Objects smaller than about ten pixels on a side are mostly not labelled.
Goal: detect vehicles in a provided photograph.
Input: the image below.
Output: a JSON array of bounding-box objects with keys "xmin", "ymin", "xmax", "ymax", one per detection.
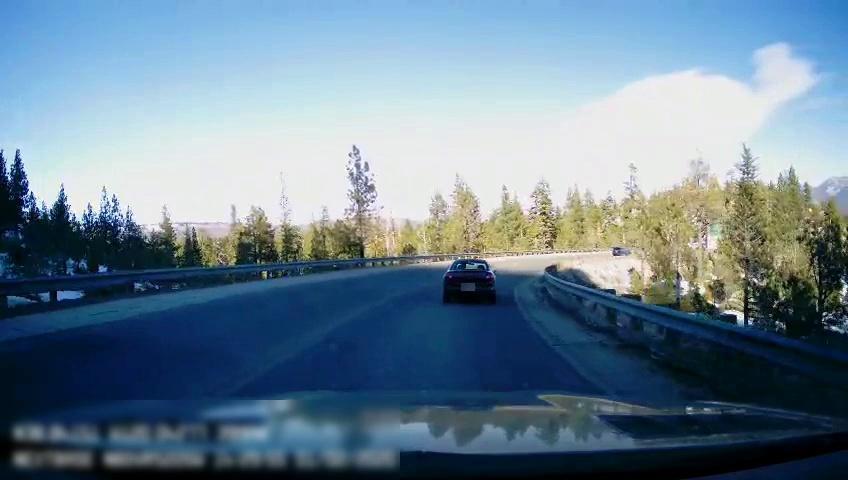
[
  {"xmin": 443, "ymin": 257, "xmax": 497, "ymax": 302},
  {"xmin": 612, "ymin": 247, "xmax": 633, "ymax": 258}
]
